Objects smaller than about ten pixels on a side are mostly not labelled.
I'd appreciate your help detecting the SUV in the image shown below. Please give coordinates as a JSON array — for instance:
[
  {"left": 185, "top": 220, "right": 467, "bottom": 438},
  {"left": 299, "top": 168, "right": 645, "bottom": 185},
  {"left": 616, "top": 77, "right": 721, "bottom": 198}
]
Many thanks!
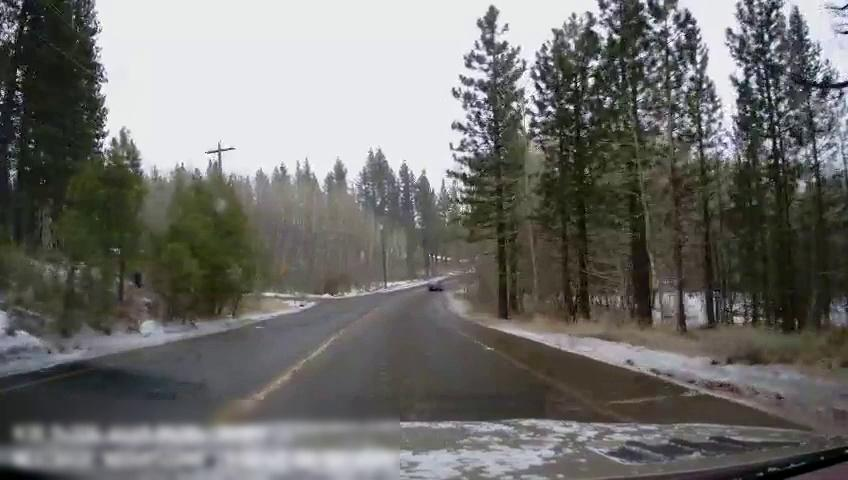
[{"left": 428, "top": 282, "right": 444, "bottom": 293}]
